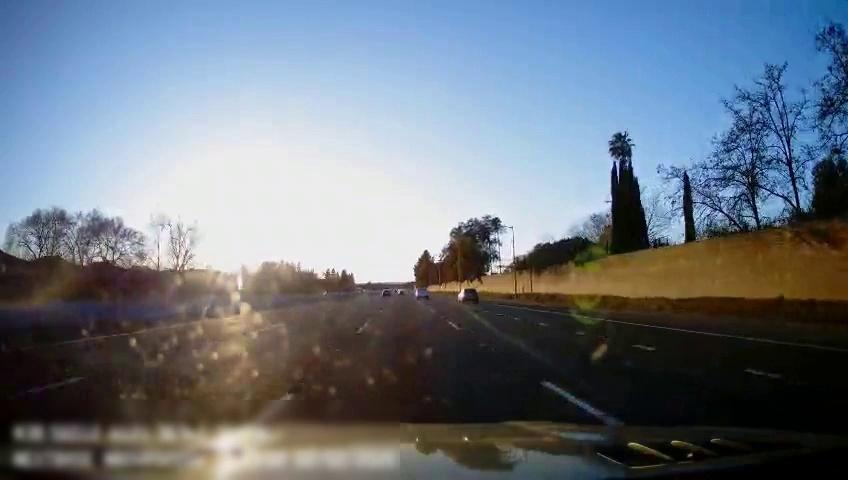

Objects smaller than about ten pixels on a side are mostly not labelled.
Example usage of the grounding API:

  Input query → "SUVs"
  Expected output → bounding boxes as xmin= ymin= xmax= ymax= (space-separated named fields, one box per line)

xmin=381 ymin=289 xmax=393 ymax=298
xmin=457 ymin=288 xmax=480 ymax=306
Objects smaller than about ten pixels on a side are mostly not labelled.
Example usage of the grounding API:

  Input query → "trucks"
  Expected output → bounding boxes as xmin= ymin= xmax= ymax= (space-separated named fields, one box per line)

xmin=415 ymin=287 xmax=430 ymax=301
